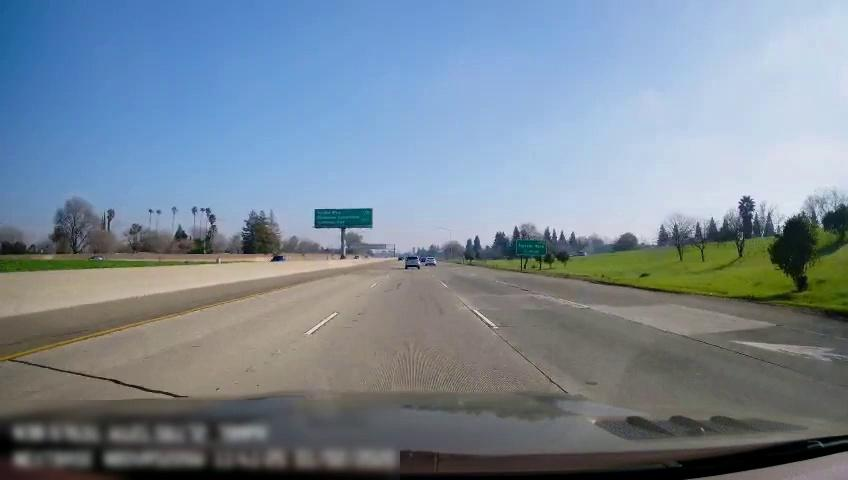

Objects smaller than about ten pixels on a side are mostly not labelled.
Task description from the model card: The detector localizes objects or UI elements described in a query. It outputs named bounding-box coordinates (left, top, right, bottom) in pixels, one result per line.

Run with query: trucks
left=269, top=255, right=288, bottom=263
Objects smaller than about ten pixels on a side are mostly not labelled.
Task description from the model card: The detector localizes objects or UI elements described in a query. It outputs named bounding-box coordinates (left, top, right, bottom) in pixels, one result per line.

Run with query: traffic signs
left=312, top=208, right=374, bottom=229
left=356, top=243, right=368, bottom=250
left=515, top=238, right=548, bottom=257
left=369, top=243, right=387, bottom=250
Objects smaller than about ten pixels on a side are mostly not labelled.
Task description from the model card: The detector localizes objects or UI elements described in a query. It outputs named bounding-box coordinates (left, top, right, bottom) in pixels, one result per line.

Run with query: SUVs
left=405, top=256, right=421, bottom=270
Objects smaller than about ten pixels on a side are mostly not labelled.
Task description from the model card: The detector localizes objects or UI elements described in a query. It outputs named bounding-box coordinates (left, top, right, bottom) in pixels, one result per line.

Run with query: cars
left=425, top=258, right=436, bottom=266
